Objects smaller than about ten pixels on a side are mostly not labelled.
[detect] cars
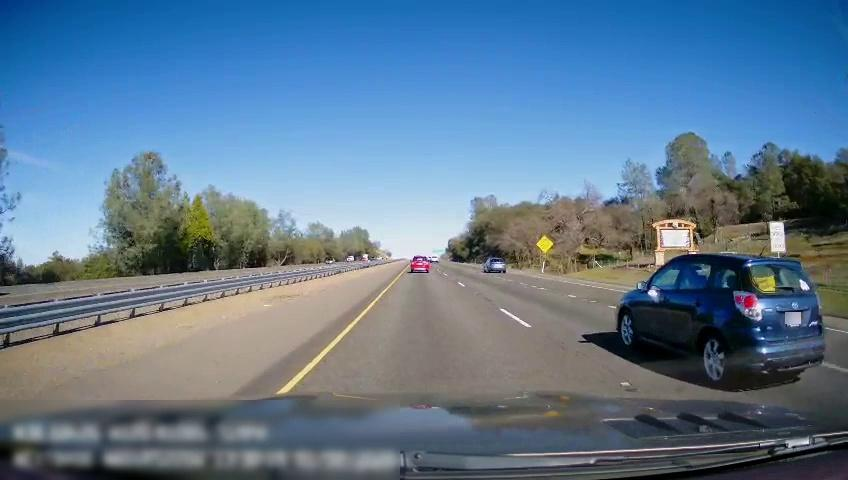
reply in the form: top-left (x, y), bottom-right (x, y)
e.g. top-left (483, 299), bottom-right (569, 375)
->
top-left (615, 252), bottom-right (826, 389)
top-left (483, 257), bottom-right (506, 273)
top-left (409, 255), bottom-right (431, 273)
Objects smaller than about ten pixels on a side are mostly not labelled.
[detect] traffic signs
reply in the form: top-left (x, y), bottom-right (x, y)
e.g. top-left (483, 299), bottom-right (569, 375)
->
top-left (536, 235), bottom-right (554, 254)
